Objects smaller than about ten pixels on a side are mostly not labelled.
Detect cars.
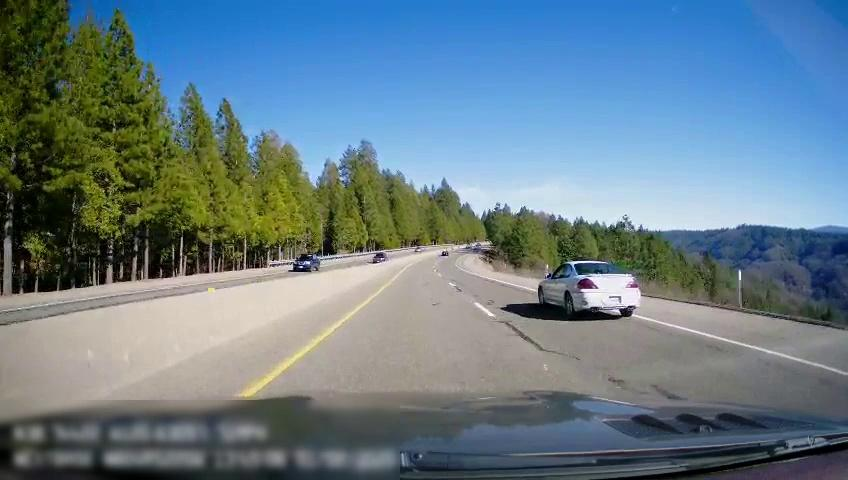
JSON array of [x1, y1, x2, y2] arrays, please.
[[537, 260, 640, 321]]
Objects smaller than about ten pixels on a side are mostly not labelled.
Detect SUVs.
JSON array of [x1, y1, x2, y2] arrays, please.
[[293, 254, 320, 272], [371, 253, 386, 264]]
